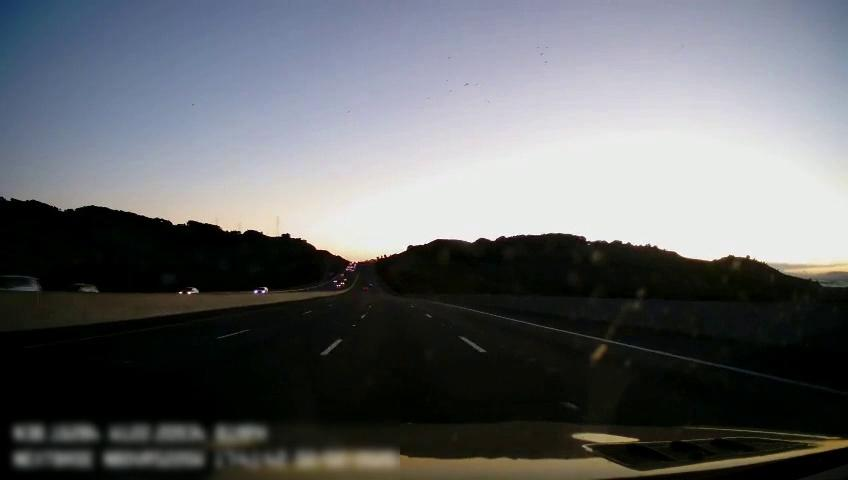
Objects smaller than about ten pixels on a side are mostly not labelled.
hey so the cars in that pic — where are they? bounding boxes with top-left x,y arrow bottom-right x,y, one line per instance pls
178,287 -> 200,294
65,283 -> 99,293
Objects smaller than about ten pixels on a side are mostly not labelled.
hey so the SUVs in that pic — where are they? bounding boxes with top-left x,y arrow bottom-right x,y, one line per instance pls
0,274 -> 40,291
254,286 -> 269,294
